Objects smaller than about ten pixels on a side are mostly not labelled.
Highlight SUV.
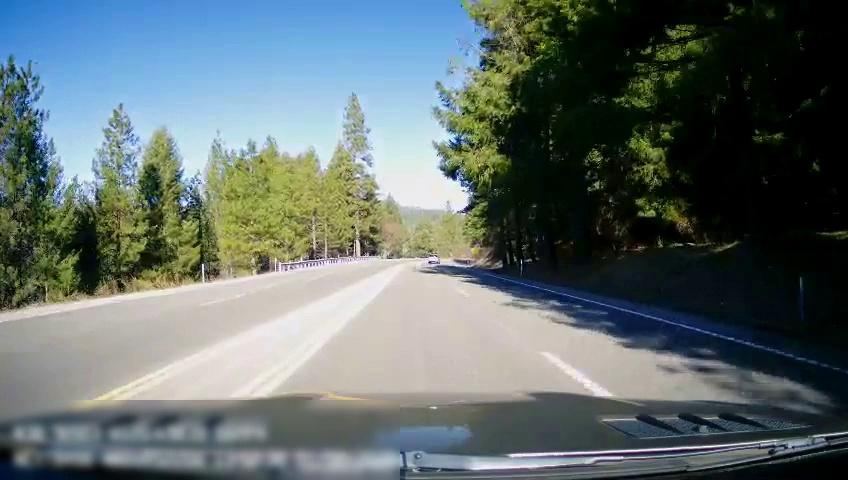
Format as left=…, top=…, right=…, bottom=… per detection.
left=428, top=253, right=441, bottom=264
